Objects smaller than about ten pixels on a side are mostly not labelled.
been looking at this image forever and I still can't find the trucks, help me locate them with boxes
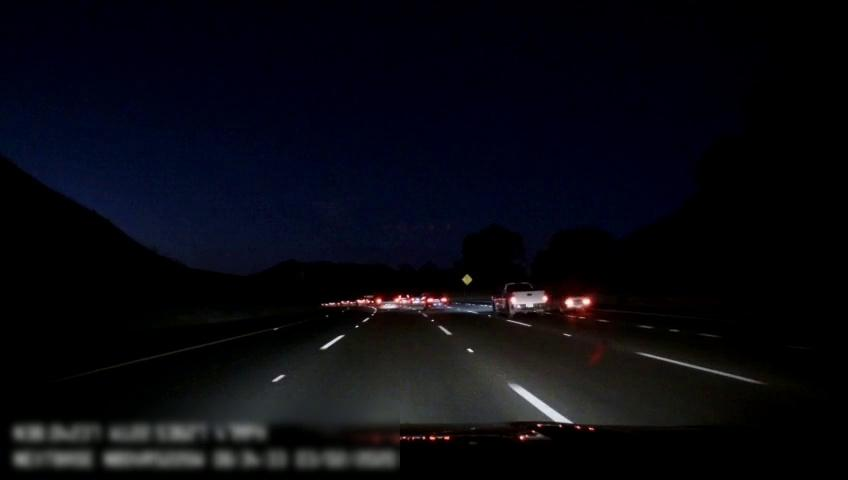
[491,281,547,320]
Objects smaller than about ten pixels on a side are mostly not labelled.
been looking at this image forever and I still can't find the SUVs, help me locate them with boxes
[375,293,401,313]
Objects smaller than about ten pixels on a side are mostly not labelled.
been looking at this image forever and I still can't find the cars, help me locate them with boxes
[547,287,594,315]
[424,291,449,312]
